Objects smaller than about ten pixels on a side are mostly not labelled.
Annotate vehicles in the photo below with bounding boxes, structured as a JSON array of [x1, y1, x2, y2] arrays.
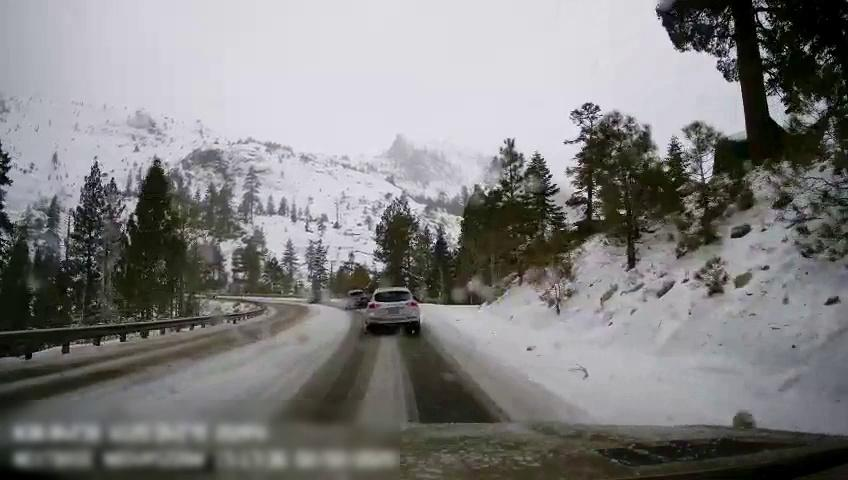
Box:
[[345, 289, 369, 310], [365, 287, 421, 335], [307, 291, 325, 304]]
